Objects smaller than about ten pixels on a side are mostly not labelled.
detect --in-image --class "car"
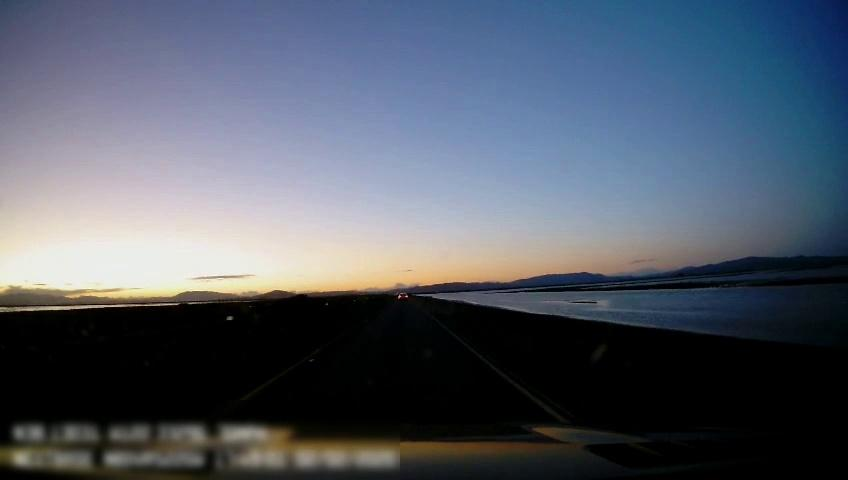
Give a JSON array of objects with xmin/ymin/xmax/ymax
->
[{"xmin": 397, "ymin": 292, "xmax": 409, "ymax": 301}]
